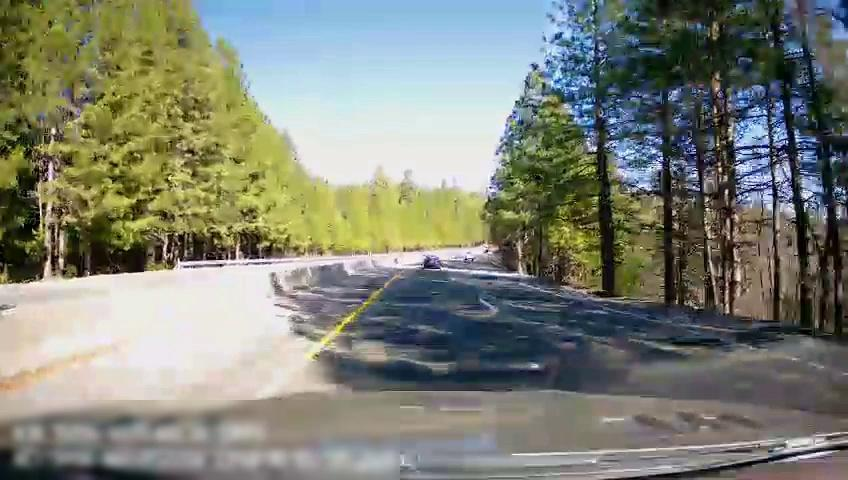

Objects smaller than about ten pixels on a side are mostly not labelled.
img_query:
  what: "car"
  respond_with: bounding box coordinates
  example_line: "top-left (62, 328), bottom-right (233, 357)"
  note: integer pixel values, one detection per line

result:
top-left (421, 255), bottom-right (443, 272)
